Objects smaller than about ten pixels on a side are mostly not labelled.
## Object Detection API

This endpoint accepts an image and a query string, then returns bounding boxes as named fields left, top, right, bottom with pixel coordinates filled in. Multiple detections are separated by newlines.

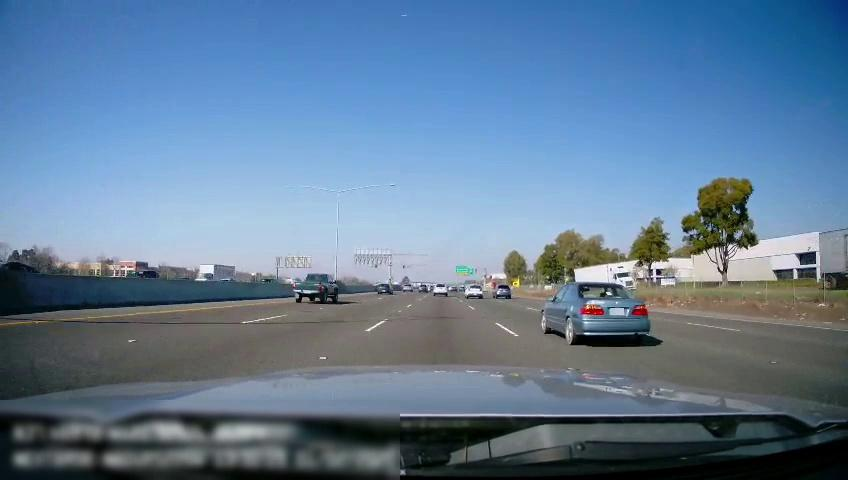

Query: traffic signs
left=455, top=264, right=475, bottom=277
left=512, top=275, right=521, bottom=289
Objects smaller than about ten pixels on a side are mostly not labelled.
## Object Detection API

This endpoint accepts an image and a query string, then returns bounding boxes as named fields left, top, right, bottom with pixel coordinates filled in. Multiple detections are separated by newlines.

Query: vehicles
left=0, top=260, right=42, bottom=275
left=376, top=283, right=394, bottom=295
left=193, top=263, right=236, bottom=282
left=218, top=278, right=236, bottom=282
left=418, top=284, right=429, bottom=293
left=433, top=283, right=448, bottom=297
left=464, top=284, right=484, bottom=299
left=293, top=272, right=339, bottom=303
left=402, top=283, right=414, bottom=292
left=126, top=269, right=161, bottom=281
left=492, top=284, right=512, bottom=300
left=540, top=281, right=652, bottom=346
left=256, top=278, right=277, bottom=284
left=574, top=263, right=637, bottom=292
left=817, top=228, right=848, bottom=290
